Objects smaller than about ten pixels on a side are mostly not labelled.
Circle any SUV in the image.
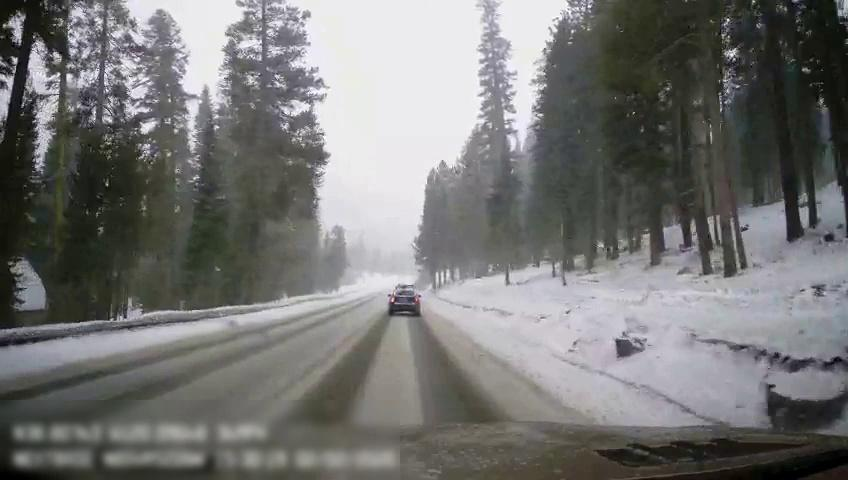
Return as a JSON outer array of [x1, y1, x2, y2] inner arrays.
[[387, 283, 421, 317]]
